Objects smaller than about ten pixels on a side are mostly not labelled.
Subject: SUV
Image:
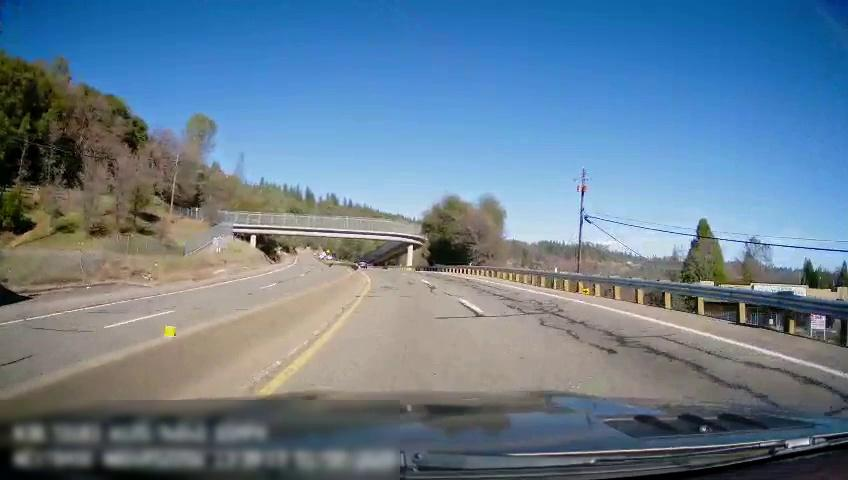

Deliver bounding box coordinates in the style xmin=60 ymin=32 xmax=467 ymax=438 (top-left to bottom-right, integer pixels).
xmin=358 ymin=260 xmax=368 ymax=269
